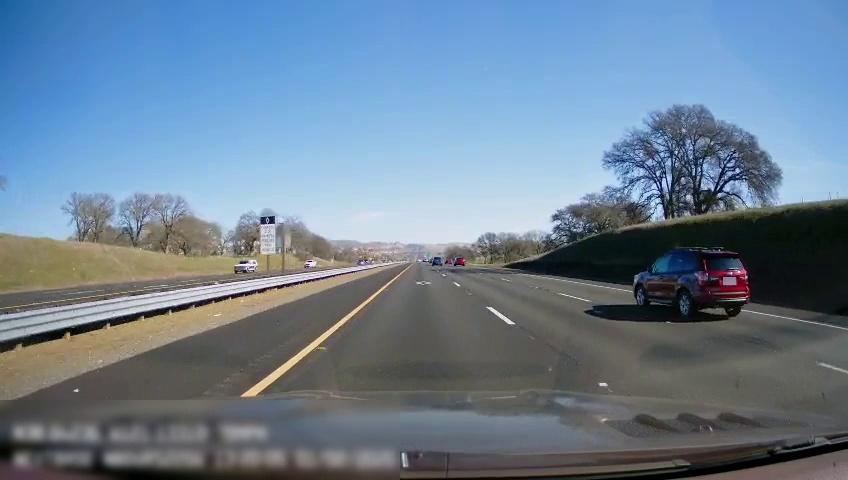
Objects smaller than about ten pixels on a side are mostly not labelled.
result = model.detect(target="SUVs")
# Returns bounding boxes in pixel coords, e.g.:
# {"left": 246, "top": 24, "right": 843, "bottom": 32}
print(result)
{"left": 632, "top": 249, "right": 750, "bottom": 321}
{"left": 304, "top": 260, "right": 317, "bottom": 269}
{"left": 233, "top": 259, "right": 258, "bottom": 274}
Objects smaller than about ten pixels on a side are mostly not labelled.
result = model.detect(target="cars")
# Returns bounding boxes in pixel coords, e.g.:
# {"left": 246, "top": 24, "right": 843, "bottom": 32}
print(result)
{"left": 454, "top": 257, "right": 465, "bottom": 266}
{"left": 432, "top": 256, "right": 443, "bottom": 266}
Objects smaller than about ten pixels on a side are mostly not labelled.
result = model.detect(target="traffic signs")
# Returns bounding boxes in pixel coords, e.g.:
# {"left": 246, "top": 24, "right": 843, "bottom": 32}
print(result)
{"left": 259, "top": 215, "right": 276, "bottom": 255}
